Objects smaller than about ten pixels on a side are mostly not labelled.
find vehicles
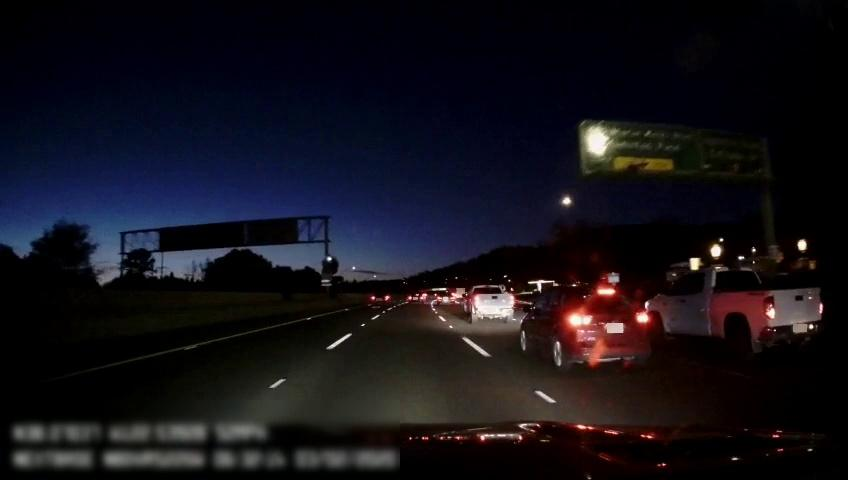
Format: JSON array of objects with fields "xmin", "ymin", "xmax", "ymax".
[
  {"xmin": 408, "ymin": 290, "xmax": 425, "ymax": 304},
  {"xmin": 463, "ymin": 284, "xmax": 515, "ymax": 324},
  {"xmin": 456, "ymin": 287, "xmax": 466, "ymax": 295},
  {"xmin": 517, "ymin": 284, "xmax": 652, "ymax": 373},
  {"xmin": 644, "ymin": 265, "xmax": 823, "ymax": 364},
  {"xmin": 369, "ymin": 290, "xmax": 392, "ymax": 306},
  {"xmin": 436, "ymin": 291, "xmax": 456, "ymax": 307}
]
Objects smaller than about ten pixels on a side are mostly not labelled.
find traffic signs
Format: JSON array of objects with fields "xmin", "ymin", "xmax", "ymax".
[
  {"xmin": 701, "ymin": 127, "xmax": 764, "ymax": 179},
  {"xmin": 580, "ymin": 119, "xmax": 701, "ymax": 177}
]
